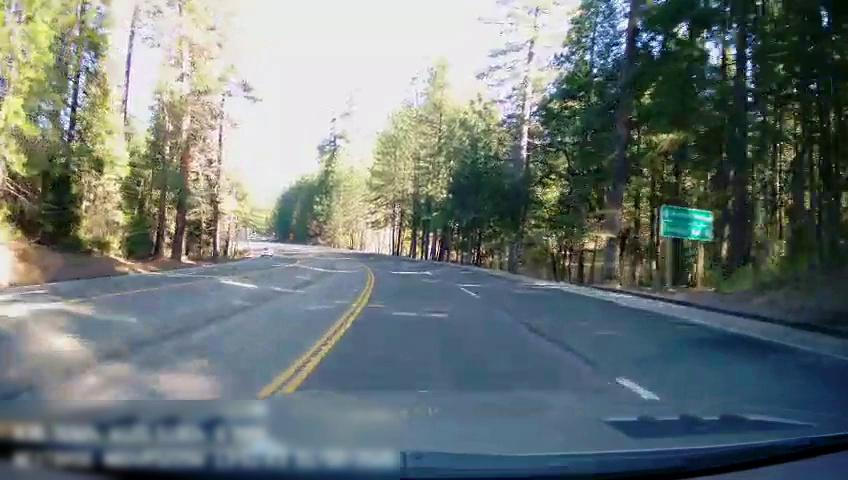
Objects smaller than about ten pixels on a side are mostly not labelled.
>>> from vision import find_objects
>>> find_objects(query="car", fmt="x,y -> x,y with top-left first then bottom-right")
260,246 -> 275,258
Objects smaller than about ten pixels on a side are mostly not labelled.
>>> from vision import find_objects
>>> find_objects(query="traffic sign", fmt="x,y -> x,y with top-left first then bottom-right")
659,204 -> 714,241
